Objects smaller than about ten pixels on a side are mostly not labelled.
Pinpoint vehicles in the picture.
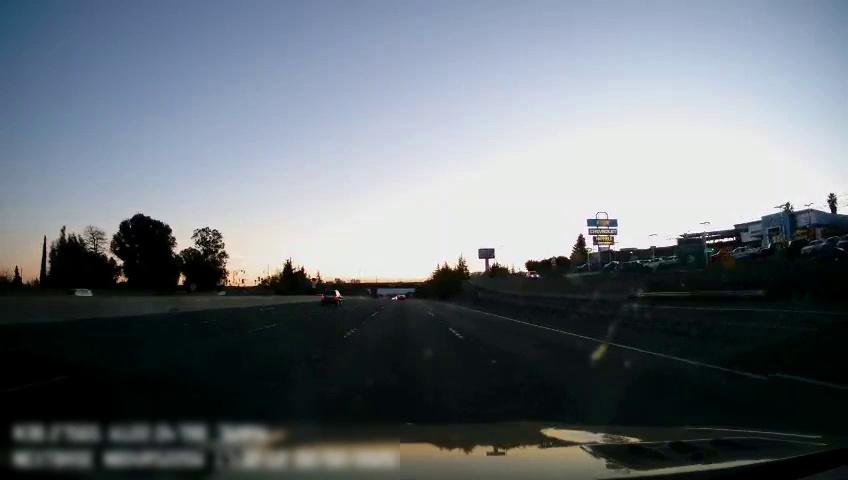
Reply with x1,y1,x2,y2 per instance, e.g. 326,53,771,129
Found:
525,271,540,280
809,246,848,263
321,289,343,306
62,289,93,299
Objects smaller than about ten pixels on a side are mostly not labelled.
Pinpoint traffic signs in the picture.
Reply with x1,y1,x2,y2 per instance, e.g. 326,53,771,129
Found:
678,238,705,273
